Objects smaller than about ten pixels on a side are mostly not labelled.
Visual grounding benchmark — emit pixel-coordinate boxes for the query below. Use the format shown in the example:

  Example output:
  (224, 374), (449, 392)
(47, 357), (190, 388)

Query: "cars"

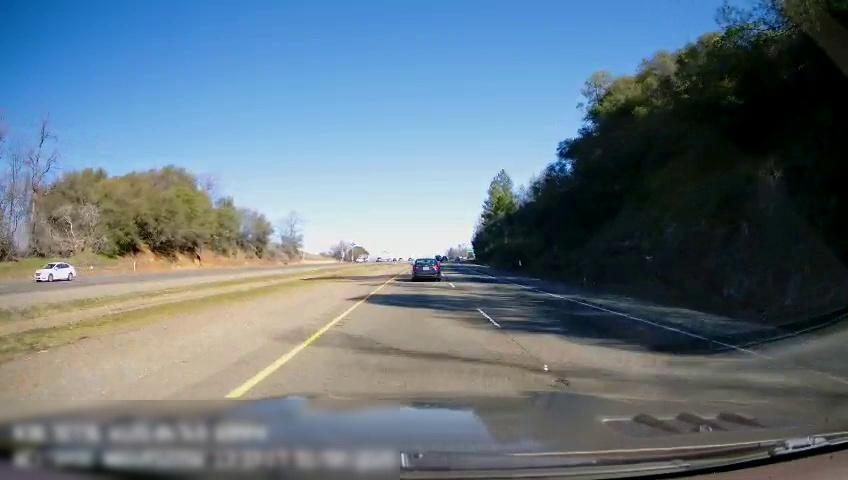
(33, 262), (77, 282)
(411, 258), (439, 282)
